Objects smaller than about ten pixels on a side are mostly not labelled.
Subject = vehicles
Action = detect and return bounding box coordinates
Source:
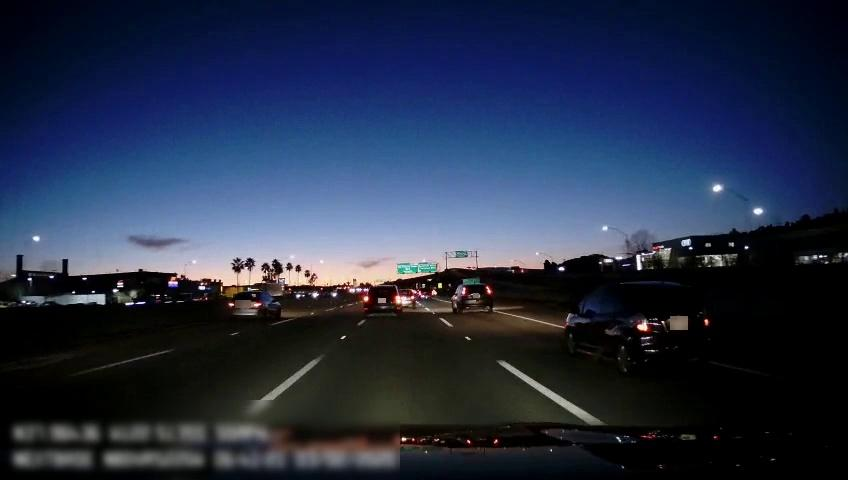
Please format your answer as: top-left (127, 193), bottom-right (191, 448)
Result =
top-left (397, 288), bottom-right (417, 310)
top-left (225, 290), bottom-right (282, 325)
top-left (363, 284), bottom-right (403, 320)
top-left (563, 281), bottom-right (712, 376)
top-left (451, 283), bottom-right (493, 315)
top-left (418, 288), bottom-right (434, 301)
